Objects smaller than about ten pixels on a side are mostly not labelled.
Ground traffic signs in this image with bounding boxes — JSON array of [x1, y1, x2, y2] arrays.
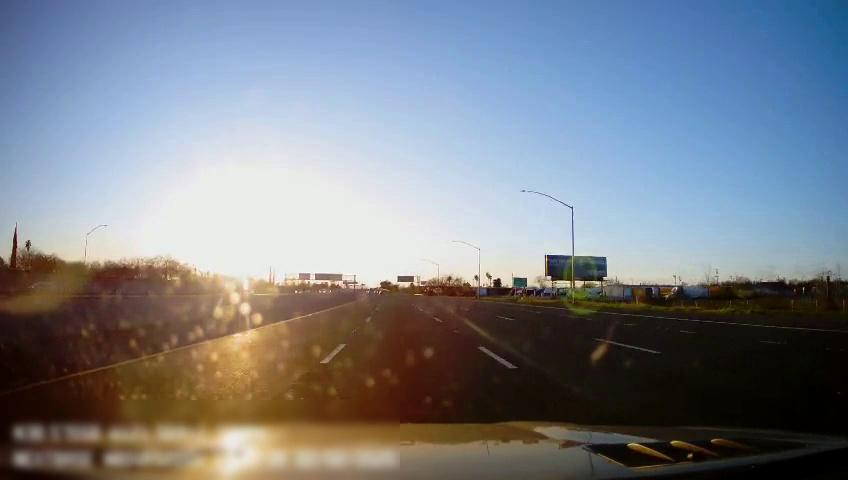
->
[[513, 278, 527, 287], [398, 276, 414, 282]]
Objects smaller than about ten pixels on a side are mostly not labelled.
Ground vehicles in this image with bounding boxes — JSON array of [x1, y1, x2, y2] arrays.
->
[[26, 281, 57, 295]]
